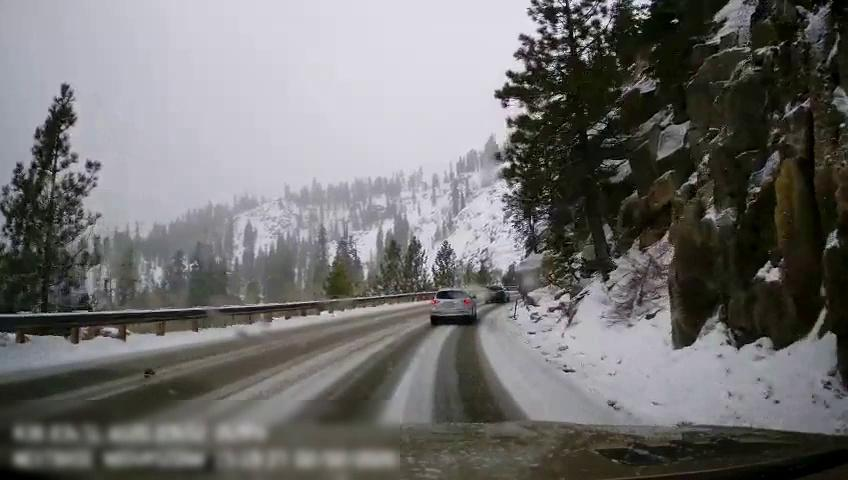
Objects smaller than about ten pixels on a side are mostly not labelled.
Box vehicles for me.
[485,285,512,304]
[430,288,477,326]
